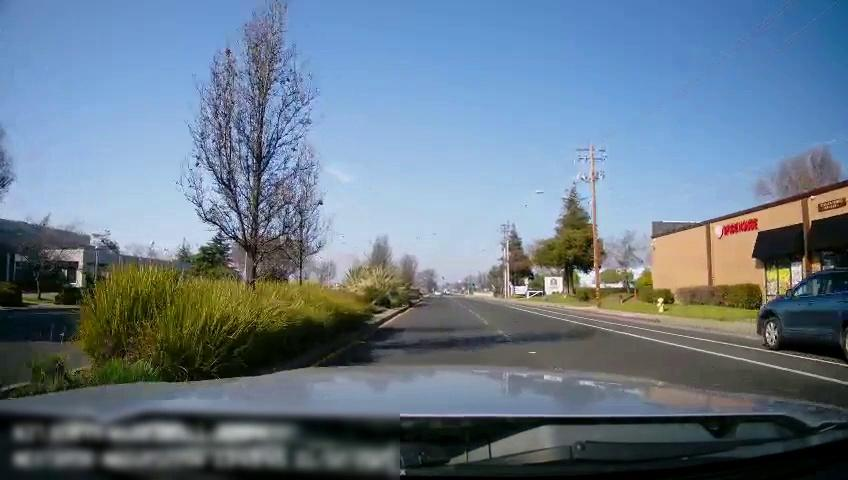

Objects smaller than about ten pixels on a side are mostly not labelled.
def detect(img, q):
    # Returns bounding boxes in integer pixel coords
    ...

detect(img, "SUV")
[755,269,848,362]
